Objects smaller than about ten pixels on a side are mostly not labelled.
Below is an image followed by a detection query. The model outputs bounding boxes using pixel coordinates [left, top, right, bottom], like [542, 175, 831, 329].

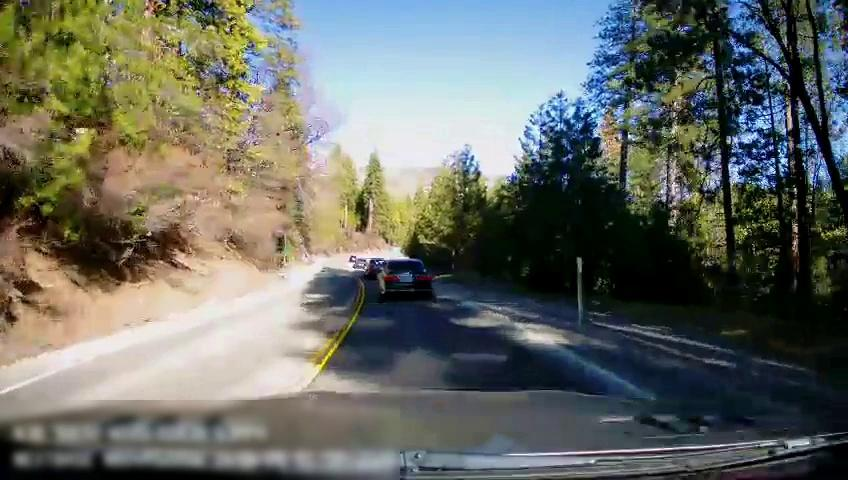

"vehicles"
[352, 257, 370, 270]
[377, 258, 433, 296]
[366, 257, 387, 278]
